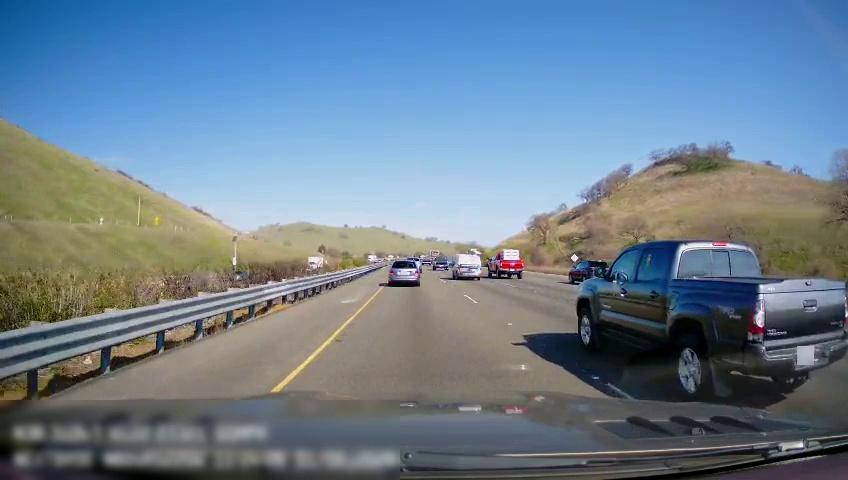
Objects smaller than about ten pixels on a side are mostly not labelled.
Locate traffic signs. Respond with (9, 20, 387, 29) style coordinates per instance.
(570, 253, 580, 264)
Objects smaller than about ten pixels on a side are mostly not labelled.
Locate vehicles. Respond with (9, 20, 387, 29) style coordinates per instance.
(366, 254, 379, 262)
(232, 270, 255, 282)
(306, 256, 329, 271)
(573, 238, 848, 402)
(388, 258, 421, 287)
(450, 247, 482, 281)
(568, 258, 611, 285)
(421, 257, 432, 266)
(406, 256, 423, 274)
(432, 256, 449, 271)
(487, 249, 525, 280)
